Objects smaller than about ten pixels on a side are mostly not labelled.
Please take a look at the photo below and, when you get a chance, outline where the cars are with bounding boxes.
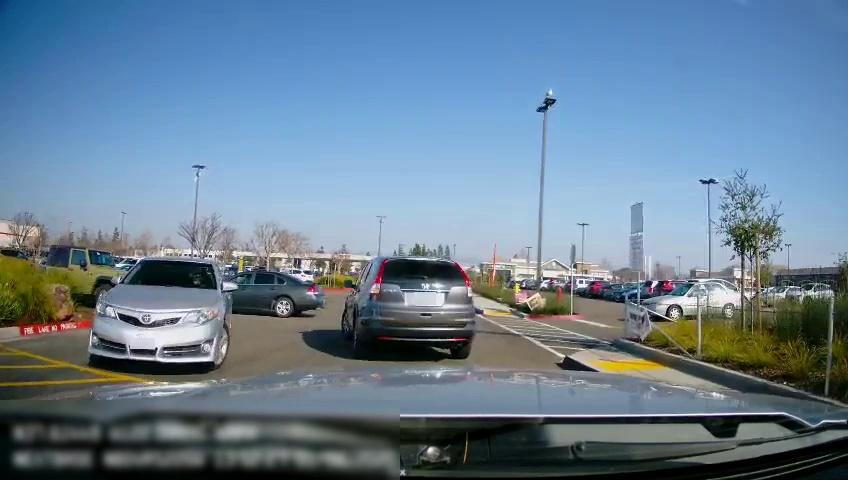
[224,270,325,318]
[85,255,239,373]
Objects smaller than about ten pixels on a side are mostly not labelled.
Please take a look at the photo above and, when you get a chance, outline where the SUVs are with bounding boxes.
[338,255,475,360]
